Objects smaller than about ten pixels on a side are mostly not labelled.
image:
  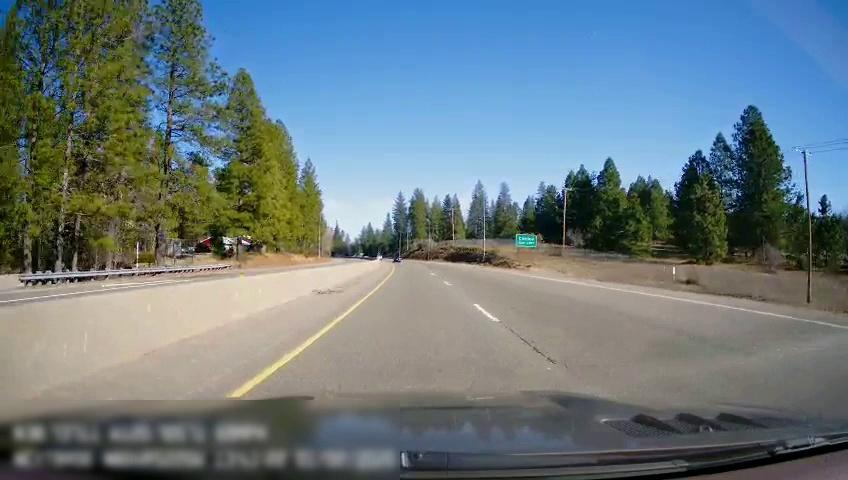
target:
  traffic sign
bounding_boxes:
[514,233,539,249]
